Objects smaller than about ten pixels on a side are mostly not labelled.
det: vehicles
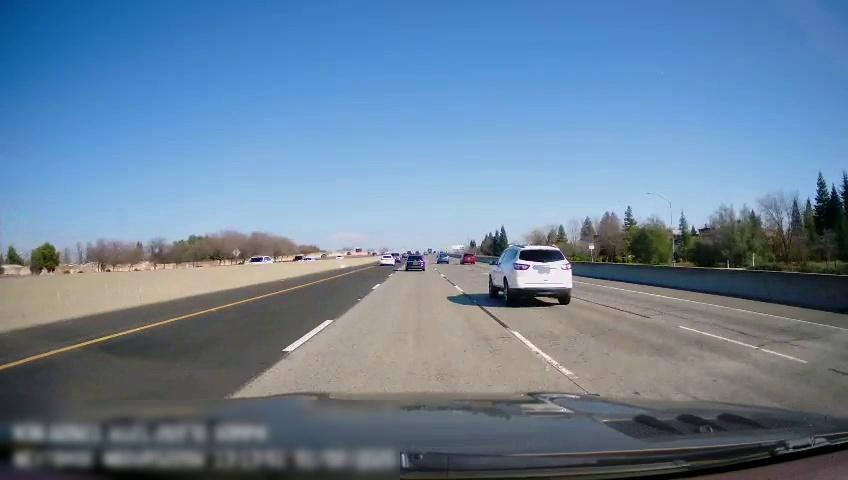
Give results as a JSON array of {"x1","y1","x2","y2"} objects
[
  {"x1": 405, "y1": 255, "x2": 427, "y2": 272},
  {"x1": 292, "y1": 255, "x2": 305, "y2": 262},
  {"x1": 391, "y1": 252, "x2": 401, "y2": 264},
  {"x1": 298, "y1": 255, "x2": 315, "y2": 262},
  {"x1": 459, "y1": 252, "x2": 477, "y2": 265},
  {"x1": 243, "y1": 255, "x2": 274, "y2": 266},
  {"x1": 379, "y1": 254, "x2": 396, "y2": 266},
  {"x1": 437, "y1": 253, "x2": 449, "y2": 264},
  {"x1": 488, "y1": 243, "x2": 573, "y2": 306}
]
